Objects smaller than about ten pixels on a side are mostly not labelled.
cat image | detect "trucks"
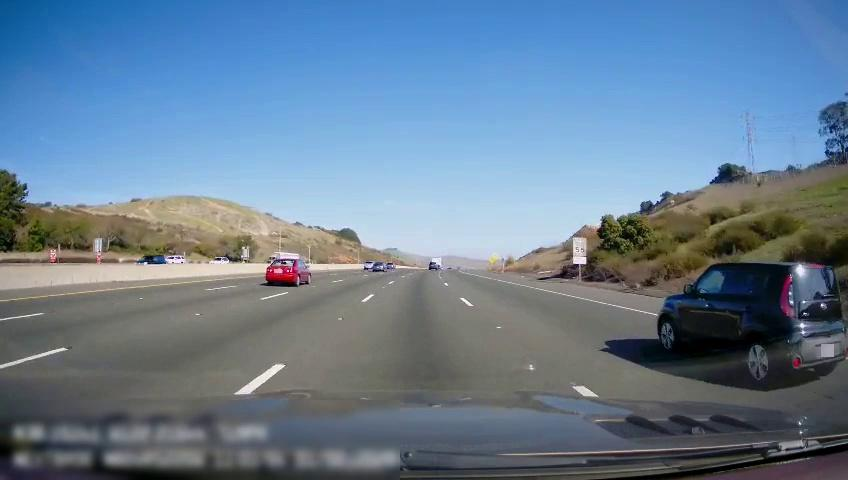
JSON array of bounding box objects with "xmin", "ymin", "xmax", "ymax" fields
[
  {"xmin": 431, "ymin": 257, "xmax": 441, "ymax": 266},
  {"xmin": 267, "ymin": 251, "xmax": 300, "ymax": 263}
]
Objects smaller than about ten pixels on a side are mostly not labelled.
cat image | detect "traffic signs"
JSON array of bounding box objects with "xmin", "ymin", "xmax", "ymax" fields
[{"xmin": 572, "ymin": 237, "xmax": 587, "ymax": 265}]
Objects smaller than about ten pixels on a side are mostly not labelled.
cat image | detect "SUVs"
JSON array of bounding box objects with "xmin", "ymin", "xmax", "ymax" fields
[
  {"xmin": 428, "ymin": 261, "xmax": 439, "ymax": 271},
  {"xmin": 136, "ymin": 254, "xmax": 167, "ymax": 265}
]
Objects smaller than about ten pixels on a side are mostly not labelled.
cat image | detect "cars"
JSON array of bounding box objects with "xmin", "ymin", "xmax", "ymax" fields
[
  {"xmin": 164, "ymin": 255, "xmax": 185, "ymax": 264},
  {"xmin": 655, "ymin": 262, "xmax": 848, "ymax": 385},
  {"xmin": 265, "ymin": 255, "xmax": 313, "ymax": 287},
  {"xmin": 372, "ymin": 260, "xmax": 385, "ymax": 272},
  {"xmin": 363, "ymin": 260, "xmax": 375, "ymax": 271},
  {"xmin": 211, "ymin": 256, "xmax": 230, "ymax": 265}
]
